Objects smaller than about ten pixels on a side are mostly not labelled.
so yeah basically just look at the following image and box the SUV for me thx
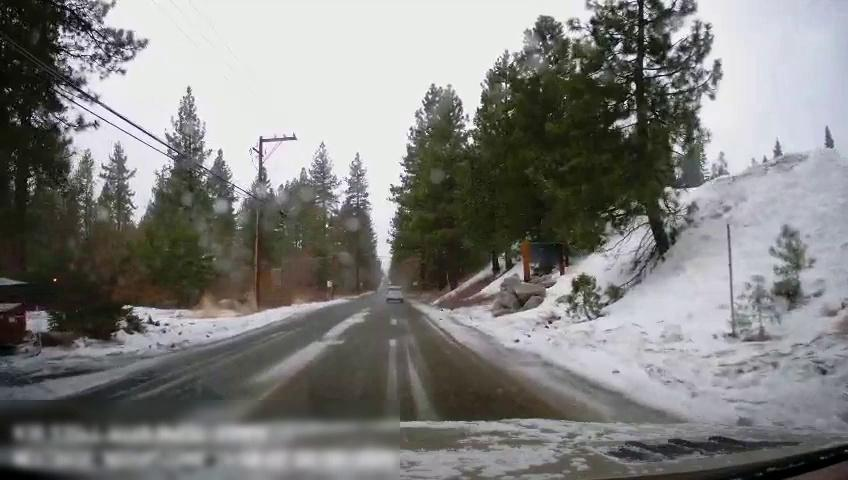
[384,284,405,303]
